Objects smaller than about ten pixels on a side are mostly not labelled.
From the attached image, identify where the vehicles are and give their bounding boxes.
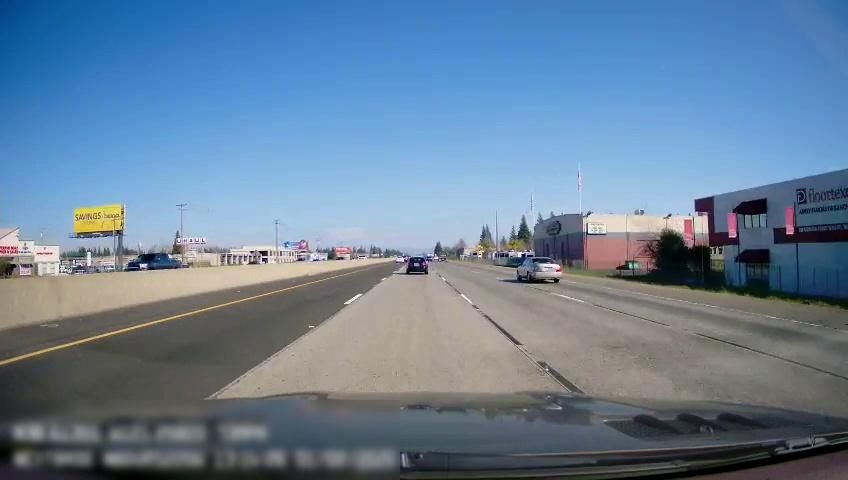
[405,256,429,275]
[123,251,183,272]
[516,256,562,284]
[70,264,92,276]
